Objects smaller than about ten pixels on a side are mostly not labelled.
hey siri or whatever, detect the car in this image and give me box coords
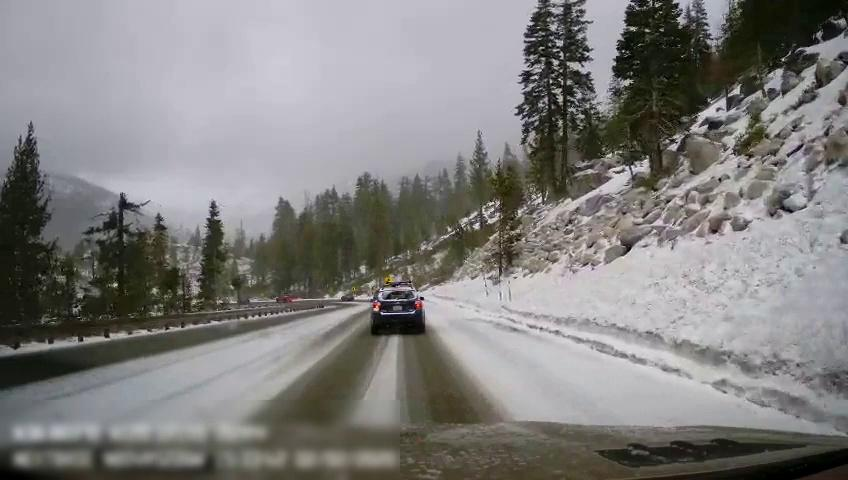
[369,279,426,337]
